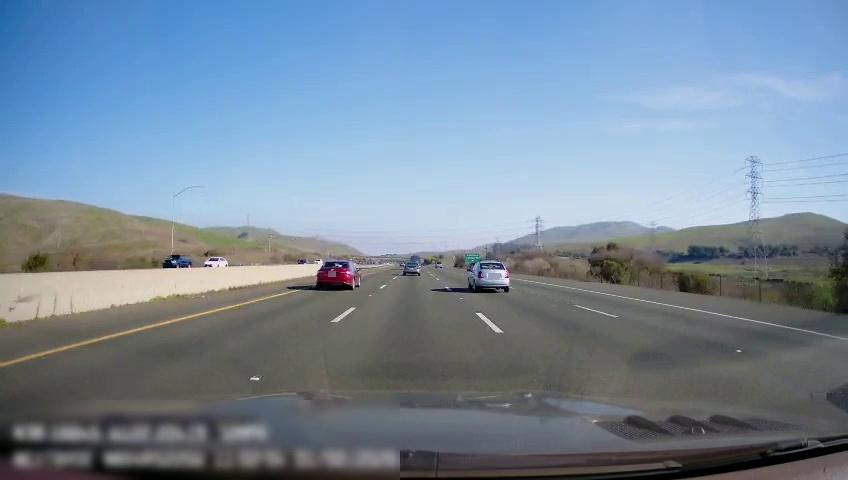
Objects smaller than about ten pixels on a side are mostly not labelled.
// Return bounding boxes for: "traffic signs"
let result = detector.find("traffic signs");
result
[464,254,480,263]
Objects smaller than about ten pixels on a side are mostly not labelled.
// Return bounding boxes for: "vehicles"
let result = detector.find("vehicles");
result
[410,254,421,264]
[313,258,324,265]
[316,258,363,291]
[466,260,511,294]
[295,258,311,265]
[162,254,192,269]
[202,256,228,268]
[402,262,421,276]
